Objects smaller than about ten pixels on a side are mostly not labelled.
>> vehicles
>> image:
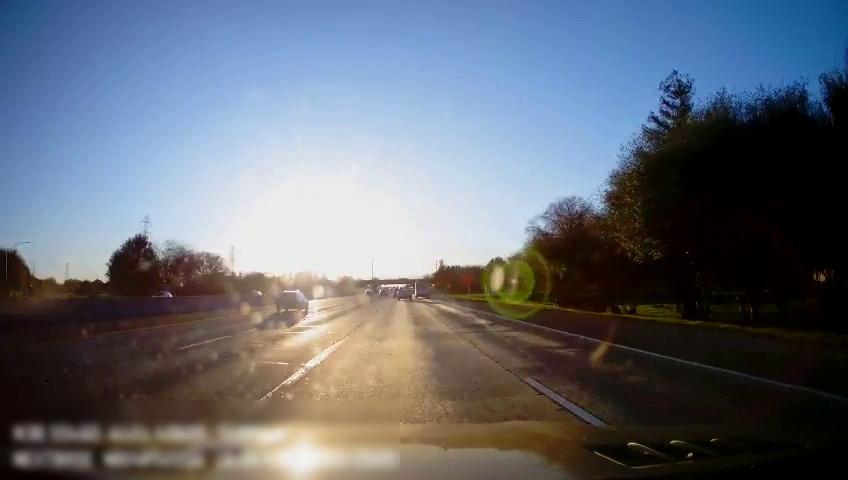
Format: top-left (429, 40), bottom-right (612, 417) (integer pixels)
top-left (363, 289), bottom-right (375, 297)
top-left (275, 290), bottom-right (309, 314)
top-left (396, 287), bottom-right (413, 300)
top-left (378, 288), bottom-right (391, 298)
top-left (414, 281), bottom-right (430, 300)
top-left (391, 288), bottom-right (398, 299)
top-left (150, 290), bottom-right (173, 298)
top-left (247, 290), bottom-right (263, 296)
